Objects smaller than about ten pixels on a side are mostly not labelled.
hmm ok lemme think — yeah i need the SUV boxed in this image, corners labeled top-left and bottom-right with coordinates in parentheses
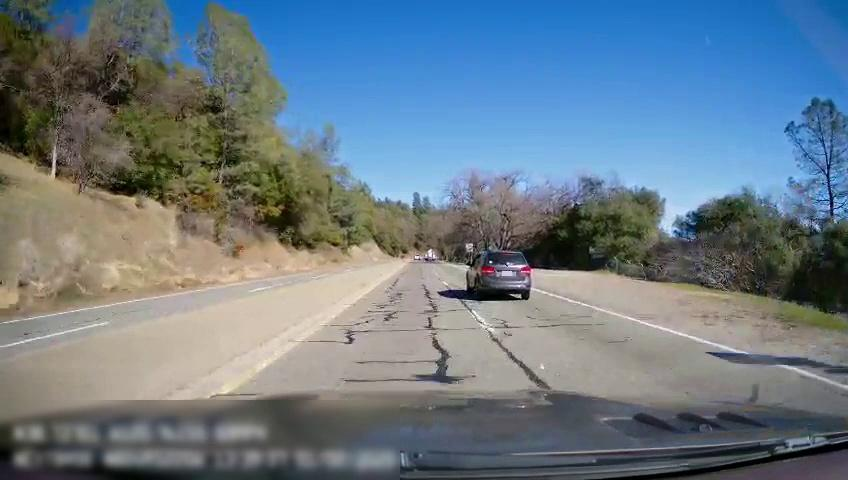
top-left (465, 248), bottom-right (532, 301)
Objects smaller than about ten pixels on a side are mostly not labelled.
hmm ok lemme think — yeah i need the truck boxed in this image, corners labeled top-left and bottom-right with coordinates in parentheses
top-left (423, 248), bottom-right (436, 262)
